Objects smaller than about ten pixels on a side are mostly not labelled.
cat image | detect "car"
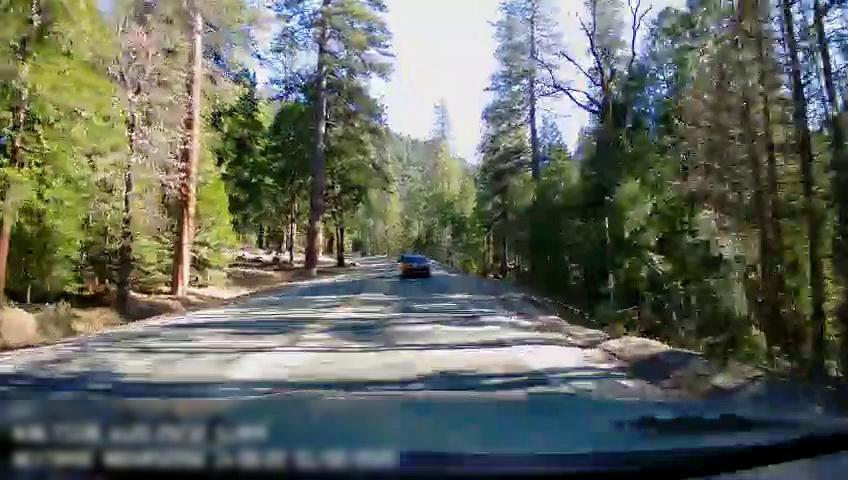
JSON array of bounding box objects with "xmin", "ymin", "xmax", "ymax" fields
[{"xmin": 397, "ymin": 253, "xmax": 432, "ymax": 279}]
